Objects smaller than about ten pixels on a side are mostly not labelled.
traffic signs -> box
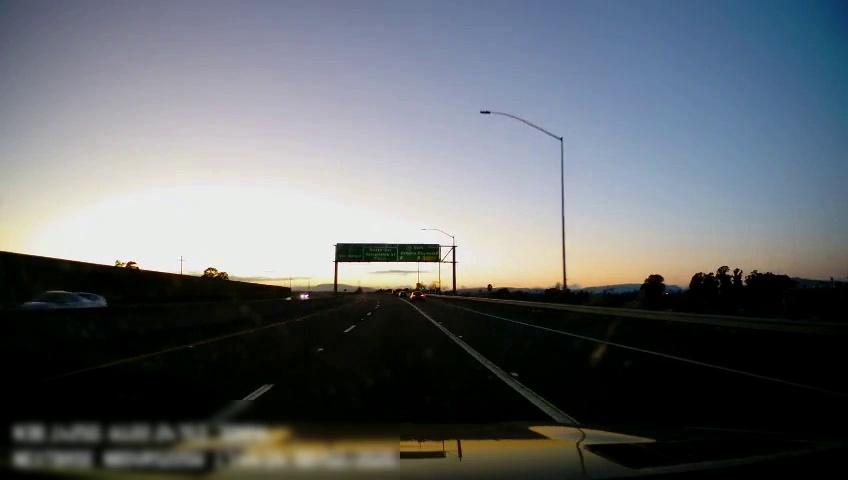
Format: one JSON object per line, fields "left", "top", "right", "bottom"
{"left": 335, "top": 242, "right": 363, "bottom": 263}
{"left": 362, "top": 242, "right": 398, "bottom": 263}
{"left": 397, "top": 243, "right": 440, "bottom": 263}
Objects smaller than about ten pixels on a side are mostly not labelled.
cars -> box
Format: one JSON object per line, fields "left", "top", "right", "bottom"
{"left": 74, "top": 291, "right": 107, "bottom": 307}
{"left": 23, "top": 290, "right": 99, "bottom": 310}
{"left": 409, "top": 291, "right": 425, "bottom": 301}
